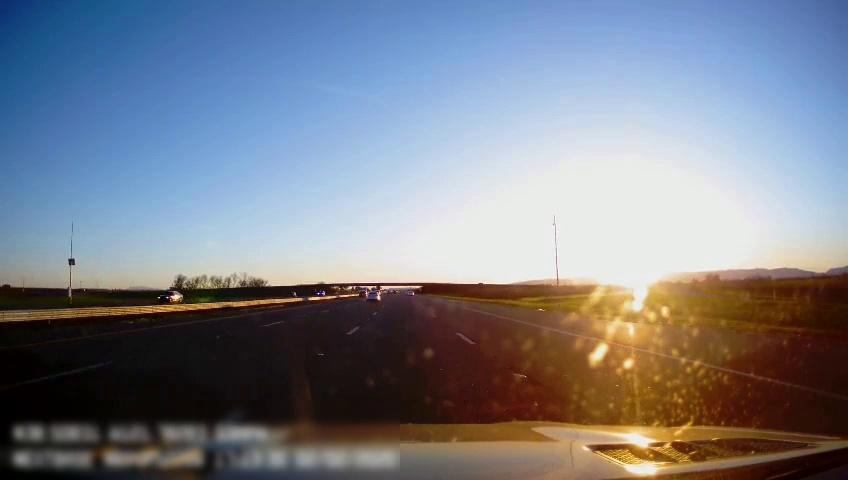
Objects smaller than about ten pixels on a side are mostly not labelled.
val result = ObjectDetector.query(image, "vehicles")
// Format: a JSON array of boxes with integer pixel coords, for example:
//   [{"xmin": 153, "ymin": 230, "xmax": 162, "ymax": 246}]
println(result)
[
  {"xmin": 366, "ymin": 291, "xmax": 381, "ymax": 303},
  {"xmin": 358, "ymin": 290, "xmax": 368, "ymax": 298},
  {"xmin": 158, "ymin": 291, "xmax": 184, "ymax": 303}
]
